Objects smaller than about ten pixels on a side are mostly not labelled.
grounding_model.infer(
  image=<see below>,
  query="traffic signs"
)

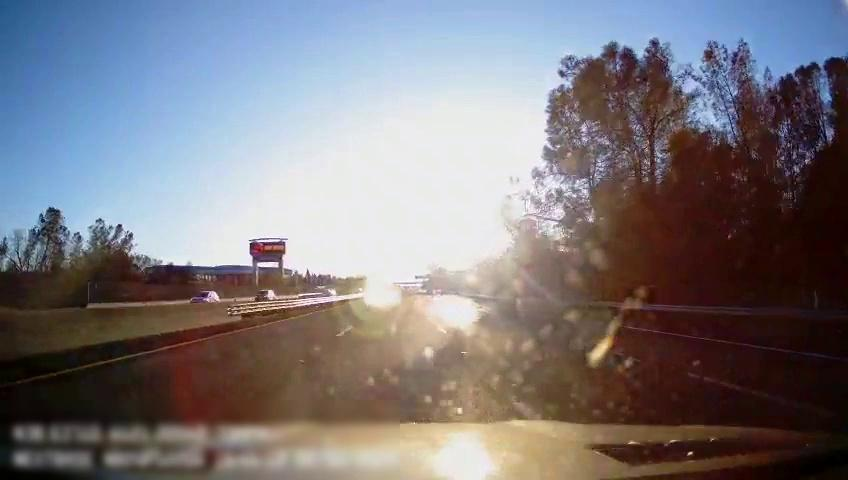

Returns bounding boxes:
[415,275,427,279]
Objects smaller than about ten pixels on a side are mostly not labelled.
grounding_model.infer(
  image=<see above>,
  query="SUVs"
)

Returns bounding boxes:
[255,290,275,302]
[190,291,219,305]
